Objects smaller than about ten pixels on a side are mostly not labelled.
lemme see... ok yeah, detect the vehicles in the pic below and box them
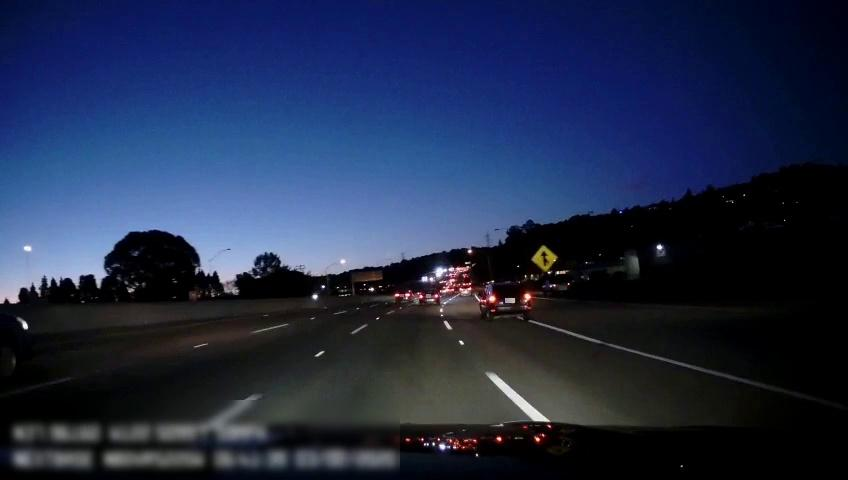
[419,289,441,306]
[394,288,416,305]
[459,285,472,296]
[541,278,571,298]
[477,283,533,323]
[0,308,31,386]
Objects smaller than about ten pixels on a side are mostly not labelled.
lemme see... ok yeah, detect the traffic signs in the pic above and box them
[531,243,557,273]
